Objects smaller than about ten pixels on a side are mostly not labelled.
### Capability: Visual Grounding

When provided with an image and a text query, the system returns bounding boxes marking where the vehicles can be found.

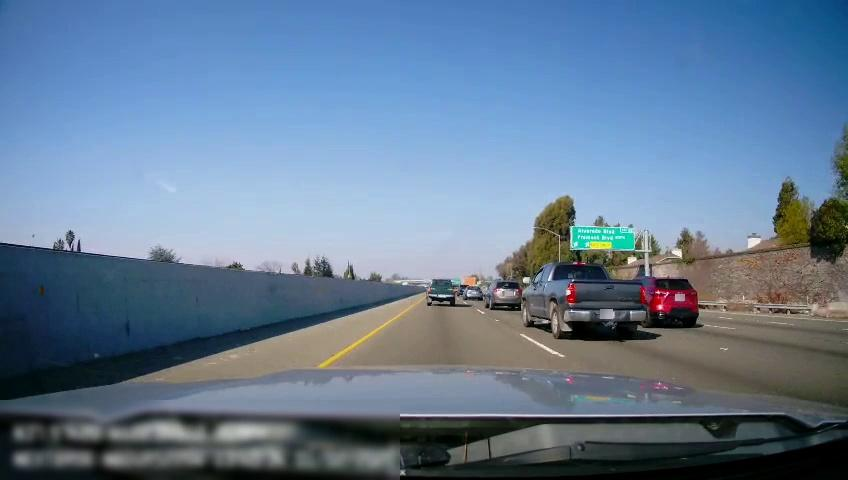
[454,284,467,297]
[519,262,651,341]
[425,278,456,309]
[483,280,522,311]
[633,276,700,328]
[462,285,485,301]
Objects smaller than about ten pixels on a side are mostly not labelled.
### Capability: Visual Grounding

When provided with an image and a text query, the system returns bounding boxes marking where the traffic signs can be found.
[570,226,636,252]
